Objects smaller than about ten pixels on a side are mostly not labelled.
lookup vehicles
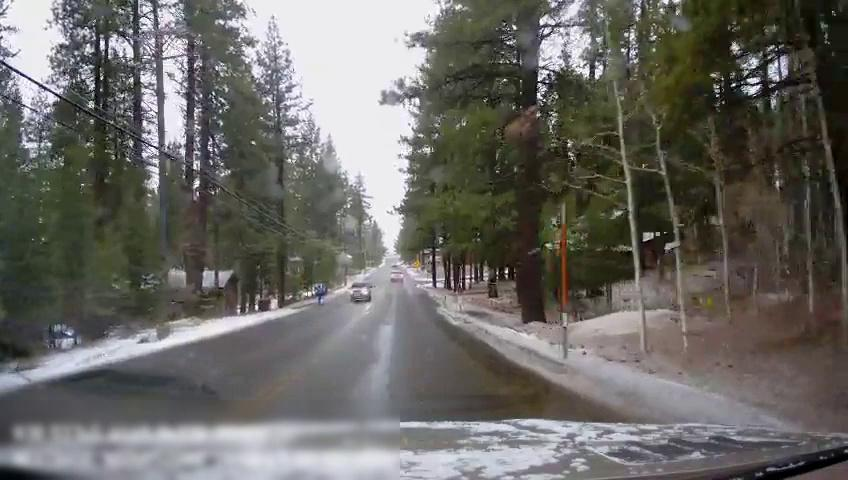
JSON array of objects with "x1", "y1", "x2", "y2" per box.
[
  {"x1": 349, "y1": 282, "x2": 373, "y2": 303},
  {"x1": 390, "y1": 269, "x2": 406, "y2": 283}
]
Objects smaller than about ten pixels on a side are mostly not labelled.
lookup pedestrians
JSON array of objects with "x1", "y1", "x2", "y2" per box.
[{"x1": 317, "y1": 284, "x2": 325, "y2": 304}]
